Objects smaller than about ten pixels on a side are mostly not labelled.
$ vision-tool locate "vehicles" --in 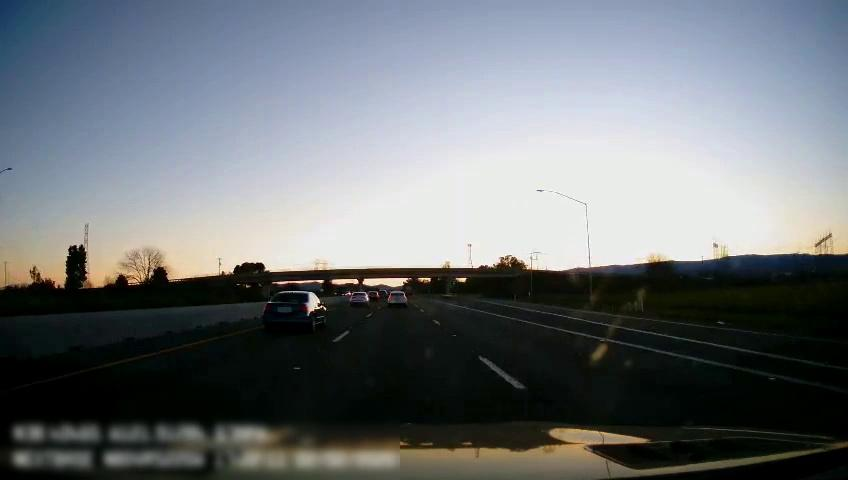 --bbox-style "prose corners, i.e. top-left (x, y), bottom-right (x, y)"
top-left (386, 290), bottom-right (408, 307)
top-left (262, 292), bottom-right (330, 337)
top-left (368, 290), bottom-right (381, 301)
top-left (349, 292), bottom-right (371, 306)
